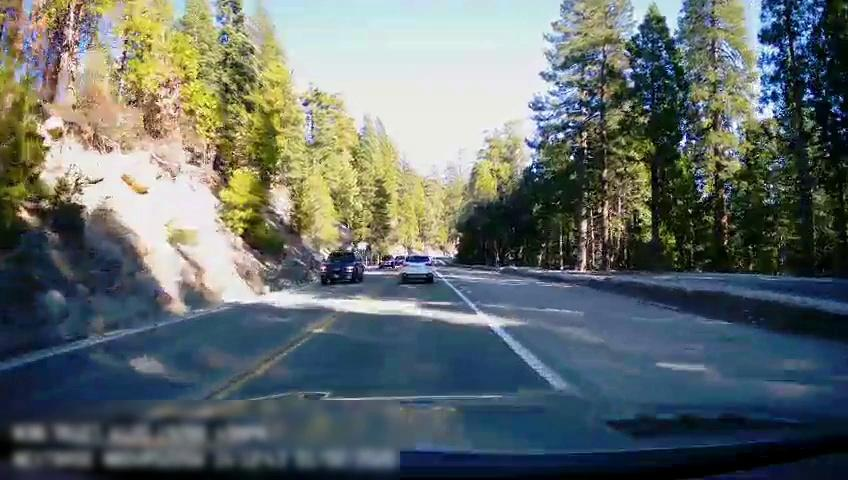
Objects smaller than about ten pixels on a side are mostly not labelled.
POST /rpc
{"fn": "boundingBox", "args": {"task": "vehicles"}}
[393,255,406,267]
[398,253,434,284]
[319,251,365,286]
[379,254,395,269]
